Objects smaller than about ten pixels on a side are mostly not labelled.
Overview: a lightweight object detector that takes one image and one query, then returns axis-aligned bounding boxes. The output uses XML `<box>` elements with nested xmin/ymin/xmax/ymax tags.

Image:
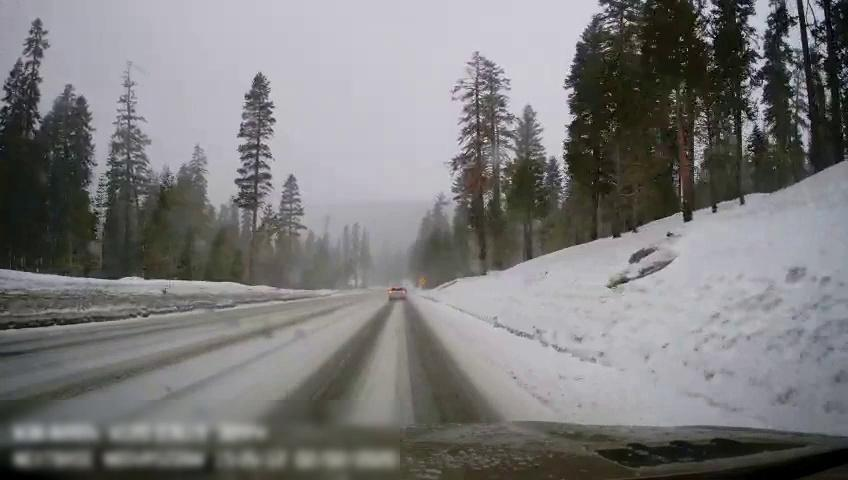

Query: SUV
<box><xmin>388</xmin><ymin>286</ymin><xmax>407</xmax><ymax>301</ymax></box>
